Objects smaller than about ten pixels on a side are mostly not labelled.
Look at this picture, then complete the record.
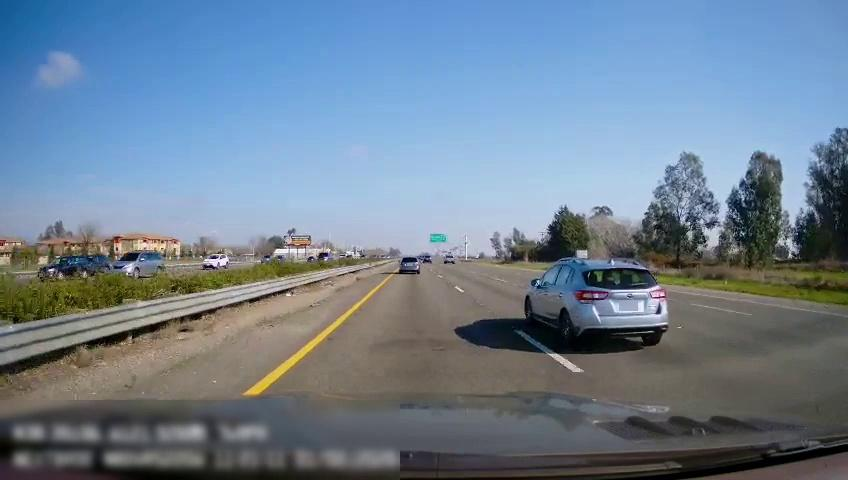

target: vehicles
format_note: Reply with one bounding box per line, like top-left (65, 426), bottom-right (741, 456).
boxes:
top-left (36, 255), bottom-right (91, 283)
top-left (260, 255), bottom-right (273, 265)
top-left (200, 253), bottom-right (231, 271)
top-left (107, 250), bottom-right (168, 280)
top-left (272, 255), bottom-right (287, 265)
top-left (523, 255), bottom-right (670, 347)
top-left (398, 256), bottom-right (421, 275)
top-left (316, 251), bottom-right (335, 263)
top-left (443, 254), bottom-right (456, 265)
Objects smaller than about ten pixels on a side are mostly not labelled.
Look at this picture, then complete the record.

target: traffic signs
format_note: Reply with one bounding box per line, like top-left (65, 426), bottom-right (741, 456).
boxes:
top-left (429, 233), bottom-right (448, 243)
top-left (575, 249), bottom-right (588, 259)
